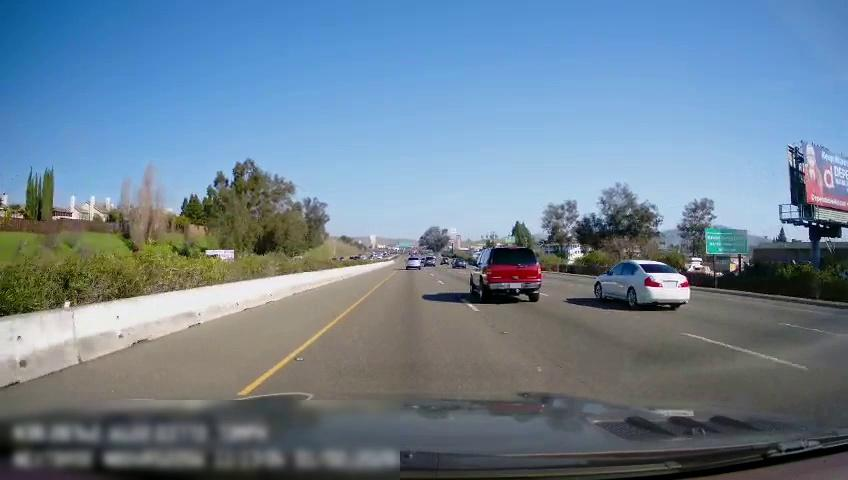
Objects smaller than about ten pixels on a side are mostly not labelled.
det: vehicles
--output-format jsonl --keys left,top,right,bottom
{"left": 205, "top": 249, "right": 235, "bottom": 260}
{"left": 468, "top": 248, "right": 542, "bottom": 302}
{"left": 406, "top": 256, "right": 421, "bottom": 271}
{"left": 592, "top": 259, "right": 690, "bottom": 310}
{"left": 423, "top": 256, "right": 436, "bottom": 268}
{"left": 452, "top": 257, "right": 467, "bottom": 269}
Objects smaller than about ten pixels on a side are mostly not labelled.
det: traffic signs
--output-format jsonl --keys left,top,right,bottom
{"left": 704, "top": 227, "right": 748, "bottom": 253}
